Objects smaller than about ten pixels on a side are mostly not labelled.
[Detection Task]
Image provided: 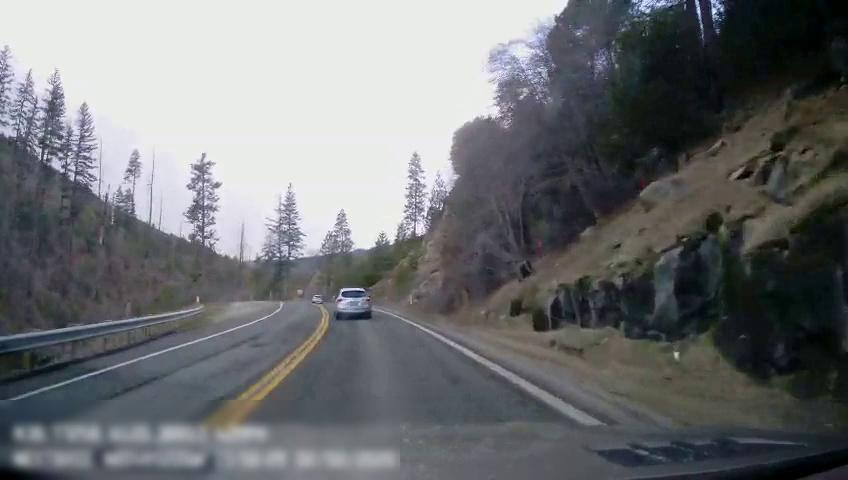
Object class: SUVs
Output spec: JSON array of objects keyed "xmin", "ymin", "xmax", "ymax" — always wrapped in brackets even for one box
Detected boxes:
[
  {"xmin": 311, "ymin": 294, "xmax": 323, "ymax": 305},
  {"xmin": 332, "ymin": 287, "xmax": 372, "ymax": 321}
]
